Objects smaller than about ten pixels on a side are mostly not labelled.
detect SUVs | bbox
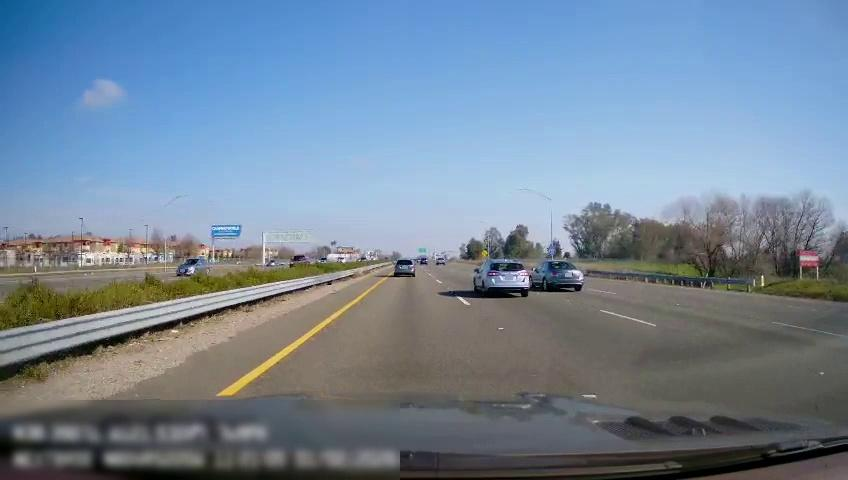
[289,254,311,269]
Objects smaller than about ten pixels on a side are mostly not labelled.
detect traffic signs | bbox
[547,245,557,256]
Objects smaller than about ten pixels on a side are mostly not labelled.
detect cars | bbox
[526,259,585,292]
[175,257,210,277]
[266,259,280,268]
[392,258,416,278]
[472,259,531,298]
